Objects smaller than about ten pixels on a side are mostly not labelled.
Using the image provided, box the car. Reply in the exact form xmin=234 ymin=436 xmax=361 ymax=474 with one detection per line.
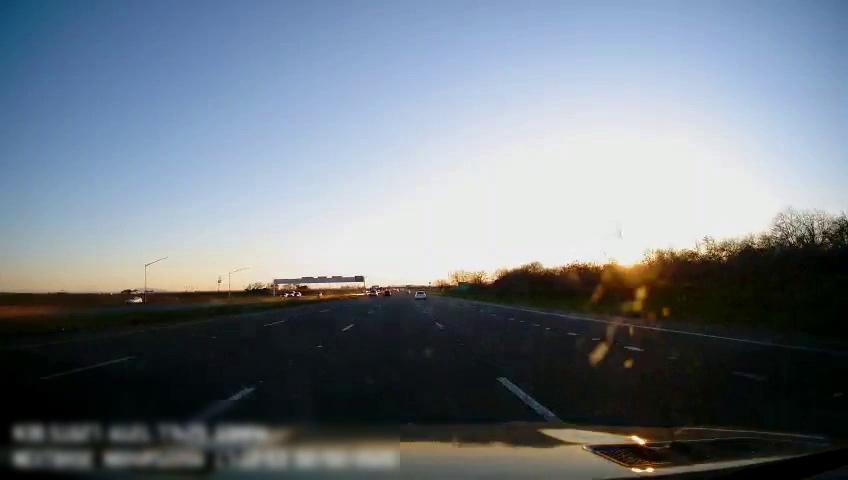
xmin=414 ymin=290 xmax=427 ymax=300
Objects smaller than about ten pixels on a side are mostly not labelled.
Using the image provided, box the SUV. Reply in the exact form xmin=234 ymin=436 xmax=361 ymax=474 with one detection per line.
xmin=125 ymin=296 xmax=143 ymax=304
